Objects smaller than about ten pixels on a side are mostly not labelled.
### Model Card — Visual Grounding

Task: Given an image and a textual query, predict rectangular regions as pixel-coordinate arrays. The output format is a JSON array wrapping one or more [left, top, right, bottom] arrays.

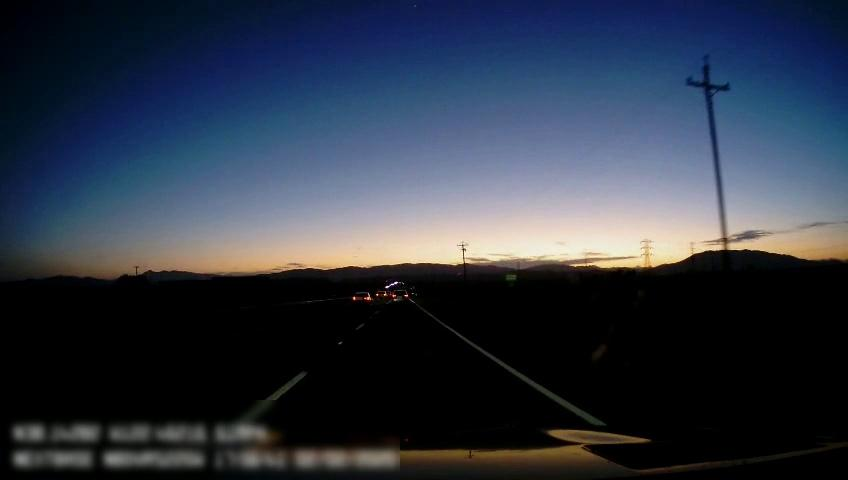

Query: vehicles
[[391, 289, 410, 306], [375, 290, 389, 301], [352, 291, 373, 305]]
